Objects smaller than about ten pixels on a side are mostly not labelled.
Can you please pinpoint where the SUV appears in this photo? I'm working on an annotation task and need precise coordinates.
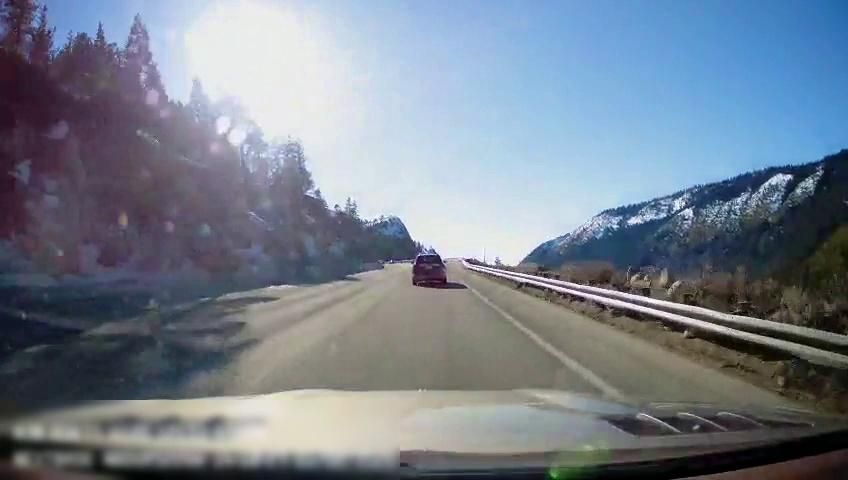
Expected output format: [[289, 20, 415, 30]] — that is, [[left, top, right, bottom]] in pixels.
[[411, 251, 451, 287]]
